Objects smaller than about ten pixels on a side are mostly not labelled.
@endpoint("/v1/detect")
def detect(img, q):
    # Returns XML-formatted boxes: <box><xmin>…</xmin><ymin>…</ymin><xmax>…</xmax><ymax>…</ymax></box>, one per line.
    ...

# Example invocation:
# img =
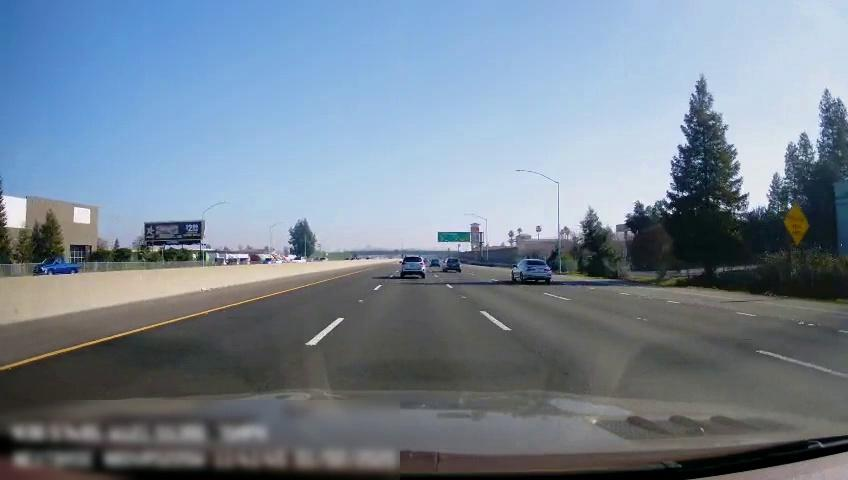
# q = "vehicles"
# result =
<box><xmin>399</xmin><ymin>256</ymin><xmax>426</xmax><ymax>279</ymax></box>
<box><xmin>510</xmin><ymin>259</ymin><xmax>552</xmax><ymax>283</ymax></box>
<box><xmin>442</xmin><ymin>258</ymin><xmax>462</xmax><ymax>273</ymax></box>
<box><xmin>32</xmin><ymin>257</ymin><xmax>81</xmax><ymax>276</ymax></box>
<box><xmin>430</xmin><ymin>259</ymin><xmax>441</xmax><ymax>267</ymax></box>
<box><xmin>291</xmin><ymin>256</ymin><xmax>307</xmax><ymax>264</ymax></box>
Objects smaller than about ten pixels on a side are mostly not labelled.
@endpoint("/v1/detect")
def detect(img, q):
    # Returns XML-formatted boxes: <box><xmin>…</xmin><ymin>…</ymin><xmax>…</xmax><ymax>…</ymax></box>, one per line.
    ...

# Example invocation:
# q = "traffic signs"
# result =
<box><xmin>437</xmin><ymin>231</ymin><xmax>470</xmax><ymax>243</ymax></box>
<box><xmin>784</xmin><ymin>203</ymin><xmax>809</xmax><ymax>245</ymax></box>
